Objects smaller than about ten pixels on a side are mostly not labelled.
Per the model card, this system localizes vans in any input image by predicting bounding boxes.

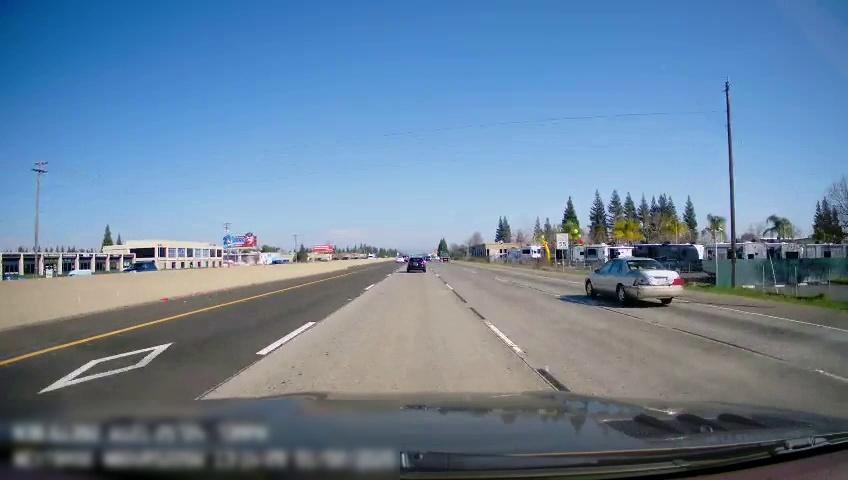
[67,269,91,277]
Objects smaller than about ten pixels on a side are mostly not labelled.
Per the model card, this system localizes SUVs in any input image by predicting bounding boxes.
[121,260,160,272]
[405,257,426,273]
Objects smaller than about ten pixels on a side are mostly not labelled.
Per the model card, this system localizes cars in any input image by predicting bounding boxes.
[583,257,685,305]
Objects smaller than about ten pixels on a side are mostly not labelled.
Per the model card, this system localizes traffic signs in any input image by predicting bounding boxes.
[556,233,569,250]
